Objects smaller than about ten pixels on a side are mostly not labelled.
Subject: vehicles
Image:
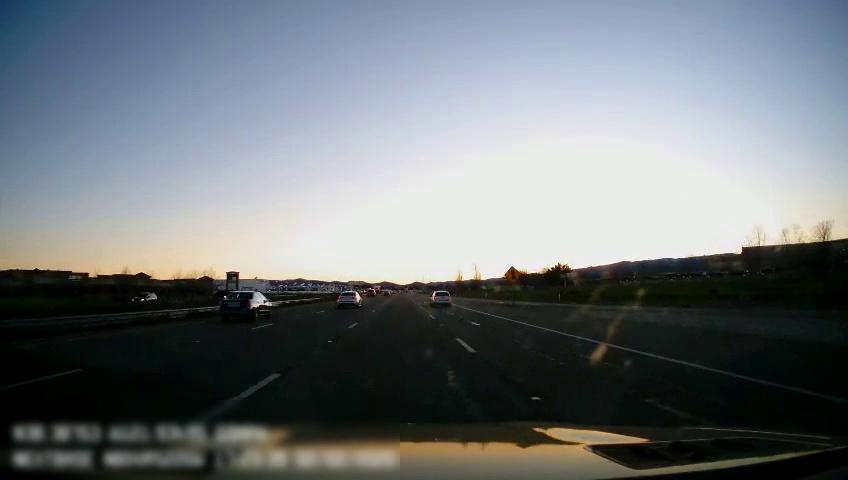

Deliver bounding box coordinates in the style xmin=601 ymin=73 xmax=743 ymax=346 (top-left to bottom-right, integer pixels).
xmin=337 ymin=291 xmax=363 ymax=310
xmin=132 ymin=292 xmax=157 ymax=305
xmin=217 ymin=291 xmax=274 ymax=325
xmin=366 ymin=289 xmax=376 ymax=298
xmin=430 ymin=291 xmax=452 ymax=308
